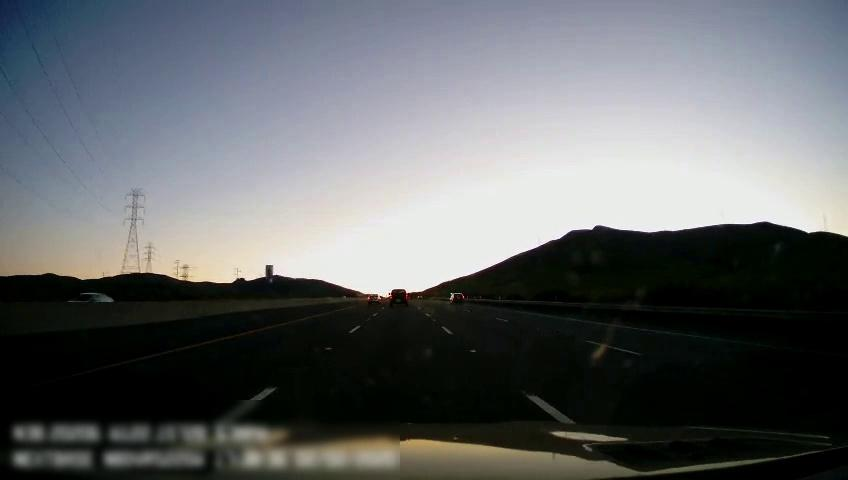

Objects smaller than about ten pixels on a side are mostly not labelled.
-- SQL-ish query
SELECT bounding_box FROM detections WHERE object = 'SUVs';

[389,289,408,307]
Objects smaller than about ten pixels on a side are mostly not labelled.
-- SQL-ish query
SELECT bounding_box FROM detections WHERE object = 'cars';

[64,293,114,304]
[367,294,382,304]
[449,293,464,304]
